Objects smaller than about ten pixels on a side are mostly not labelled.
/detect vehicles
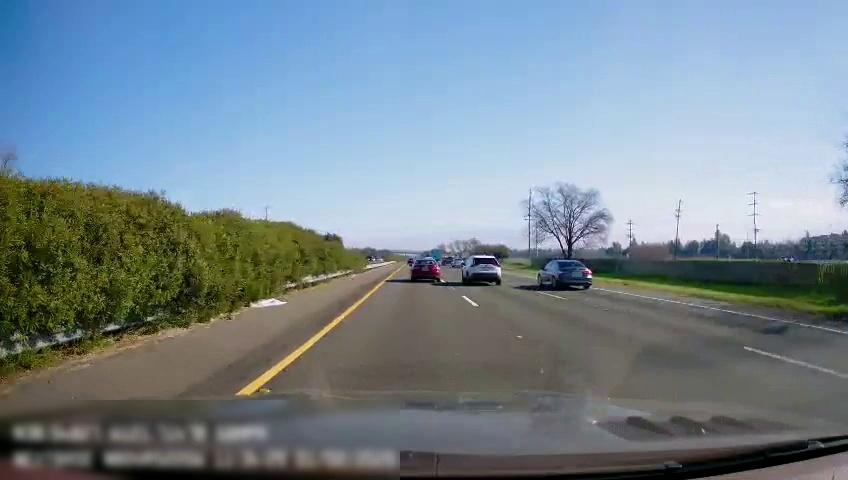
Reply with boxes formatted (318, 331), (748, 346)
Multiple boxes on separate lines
(450, 259), (466, 267)
(461, 255), (502, 286)
(431, 249), (443, 262)
(441, 257), (453, 266)
(538, 259), (592, 289)
(407, 257), (440, 283)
